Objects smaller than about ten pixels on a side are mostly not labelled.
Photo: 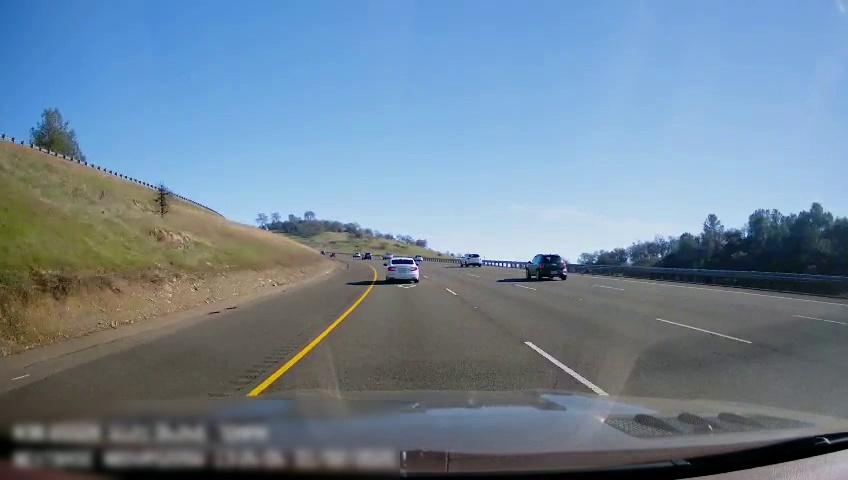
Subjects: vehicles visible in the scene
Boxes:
[361,253,372,261]
[383,258,420,285]
[460,253,483,269]
[527,254,567,282]
[382,254,394,262]
[412,254,423,262]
